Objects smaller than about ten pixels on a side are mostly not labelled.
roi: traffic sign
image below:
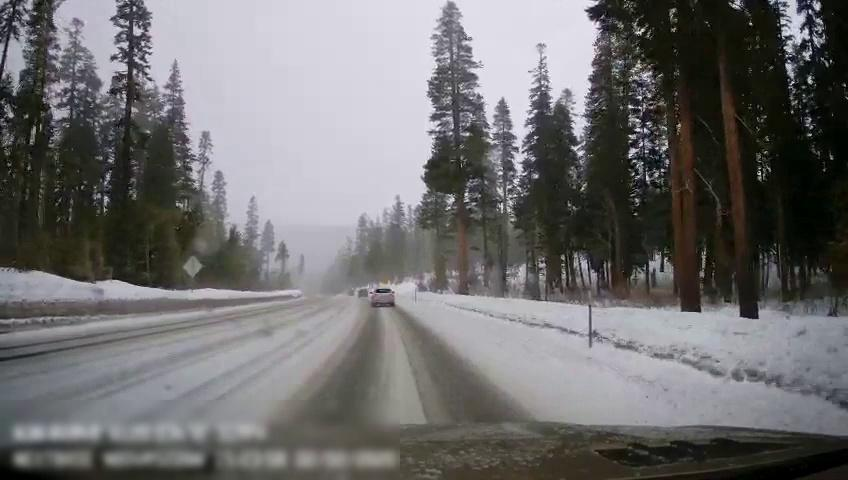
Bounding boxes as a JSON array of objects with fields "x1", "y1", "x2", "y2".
[{"x1": 182, "y1": 255, "x2": 204, "y2": 278}]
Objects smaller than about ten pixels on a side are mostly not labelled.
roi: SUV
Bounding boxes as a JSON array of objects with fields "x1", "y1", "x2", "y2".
[{"x1": 369, "y1": 288, "x2": 396, "y2": 308}]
